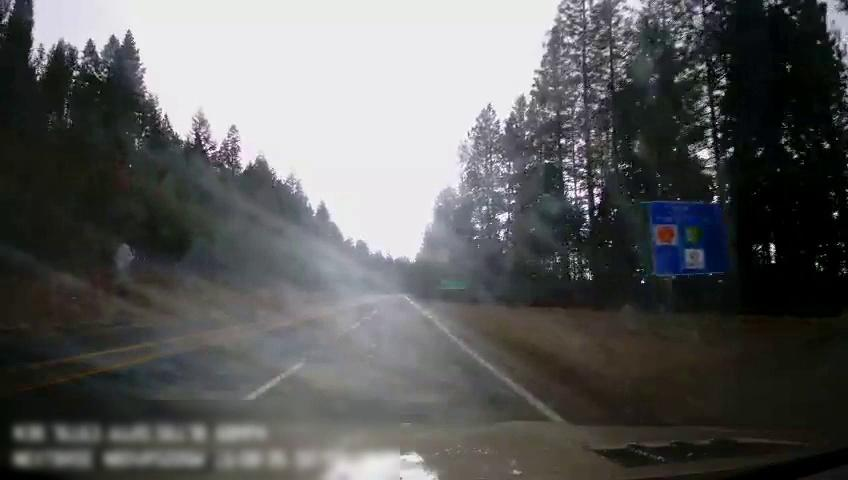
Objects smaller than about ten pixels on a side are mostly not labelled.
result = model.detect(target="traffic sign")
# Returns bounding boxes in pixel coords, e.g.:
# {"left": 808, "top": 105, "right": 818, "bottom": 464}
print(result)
{"left": 440, "top": 279, "right": 467, "bottom": 290}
